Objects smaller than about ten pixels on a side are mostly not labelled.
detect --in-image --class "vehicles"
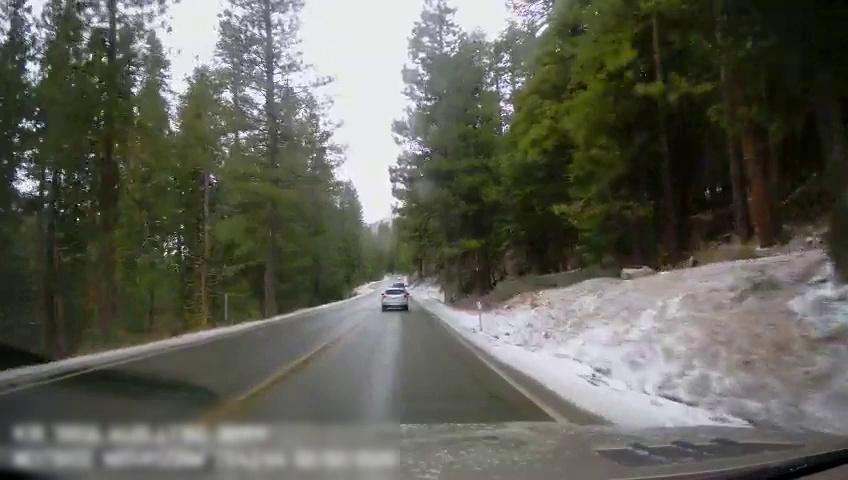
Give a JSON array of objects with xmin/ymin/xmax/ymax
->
[
  {"xmin": 391, "ymin": 282, "xmax": 406, "ymax": 288},
  {"xmin": 381, "ymin": 287, "xmax": 410, "ymax": 311}
]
